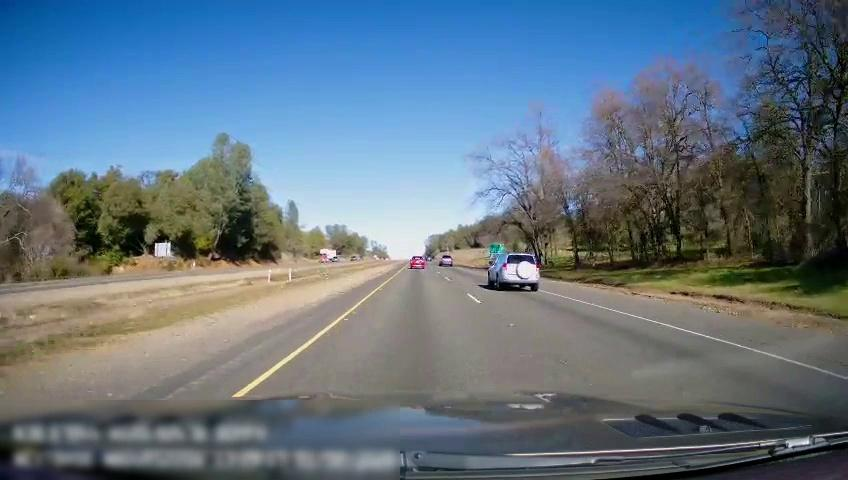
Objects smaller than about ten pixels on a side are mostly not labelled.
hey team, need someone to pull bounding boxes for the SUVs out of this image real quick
[438,254,453,267]
[410,255,425,268]
[486,253,542,292]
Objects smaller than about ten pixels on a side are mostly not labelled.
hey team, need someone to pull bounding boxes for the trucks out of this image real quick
[319,248,336,265]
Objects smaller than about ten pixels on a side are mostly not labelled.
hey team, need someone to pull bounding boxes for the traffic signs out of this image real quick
[488,243,506,256]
